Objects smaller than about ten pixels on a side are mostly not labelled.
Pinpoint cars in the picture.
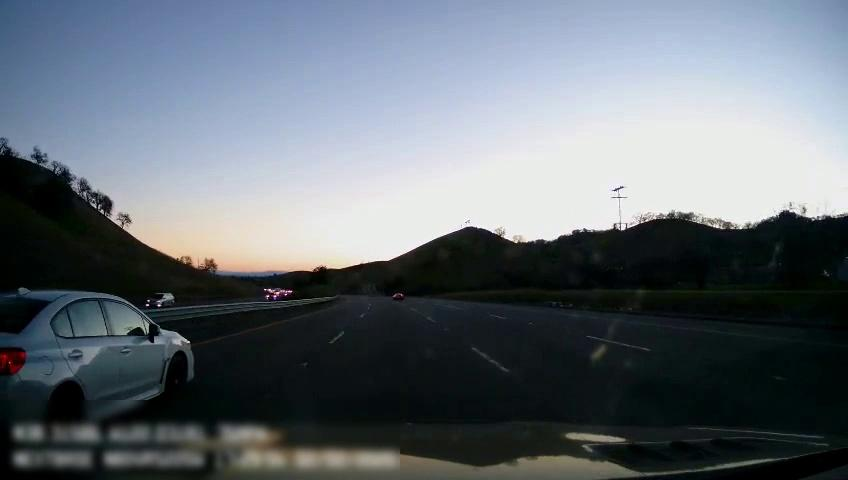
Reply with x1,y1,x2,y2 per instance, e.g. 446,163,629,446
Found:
393,292,405,300
0,288,195,443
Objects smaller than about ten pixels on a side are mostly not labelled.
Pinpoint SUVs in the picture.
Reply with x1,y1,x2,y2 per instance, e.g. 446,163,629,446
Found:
144,293,175,310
